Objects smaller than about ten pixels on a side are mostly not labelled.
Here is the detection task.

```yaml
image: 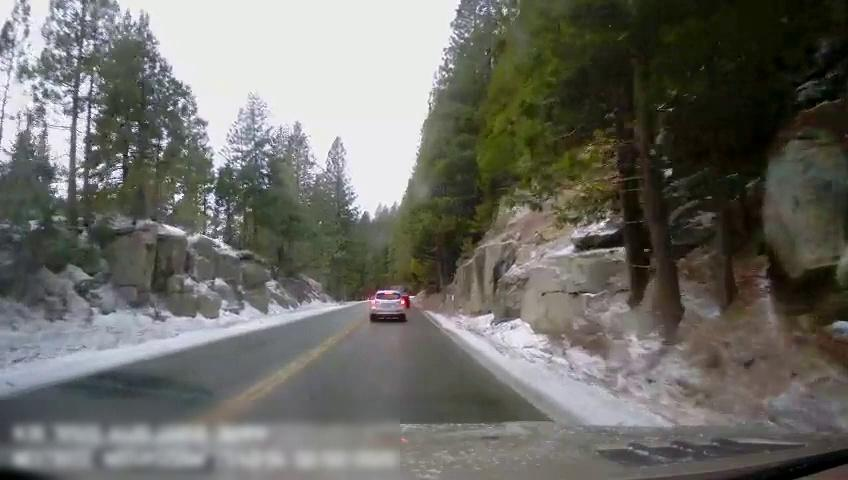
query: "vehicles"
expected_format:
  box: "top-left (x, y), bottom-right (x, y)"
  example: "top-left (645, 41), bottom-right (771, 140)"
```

top-left (370, 290), bottom-right (406, 321)
top-left (391, 288), bottom-right (410, 308)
